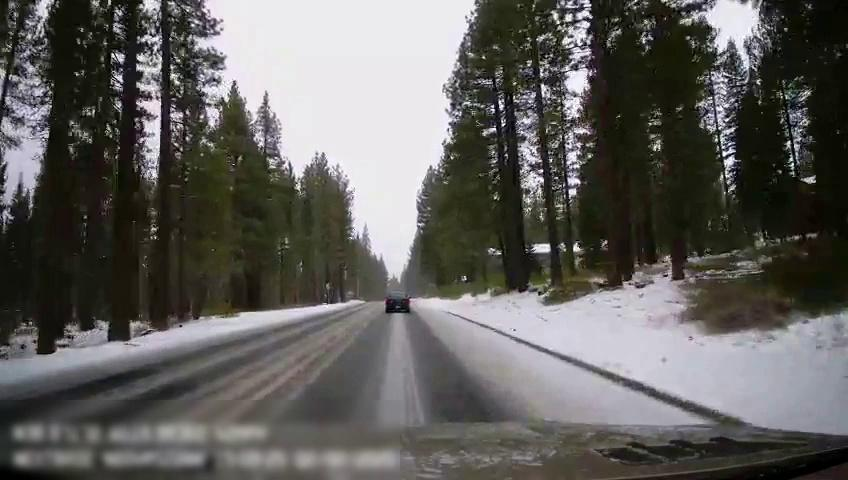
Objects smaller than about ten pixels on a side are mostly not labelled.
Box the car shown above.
[385,292,411,313]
